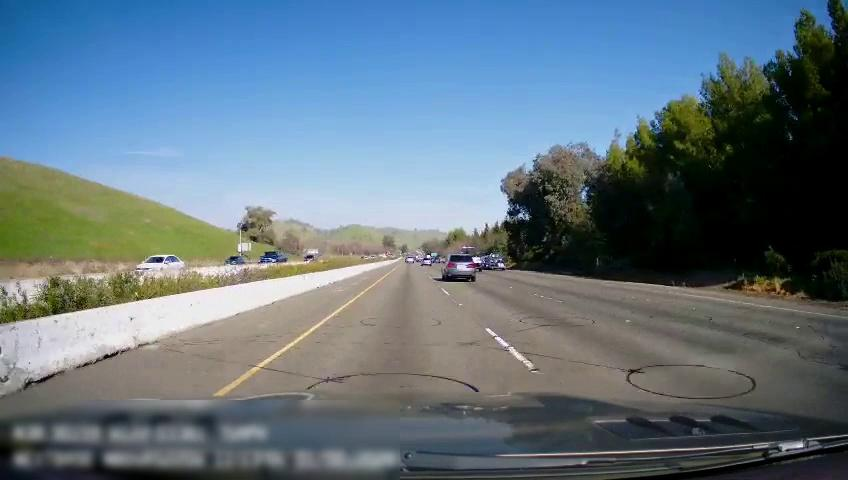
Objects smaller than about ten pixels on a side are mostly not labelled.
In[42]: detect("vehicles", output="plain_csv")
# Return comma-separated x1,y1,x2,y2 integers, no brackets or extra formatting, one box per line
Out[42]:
421,256,433,267
134,254,186,275
303,254,316,262
256,250,289,265
222,255,249,266
480,251,506,271
442,252,477,282
463,246,484,273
